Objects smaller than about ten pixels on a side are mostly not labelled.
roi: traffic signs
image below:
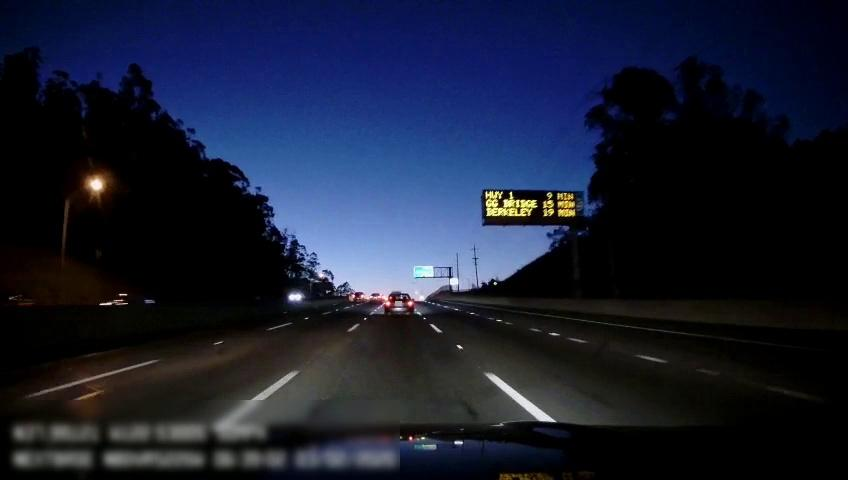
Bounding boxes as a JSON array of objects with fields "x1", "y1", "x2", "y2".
[{"x1": 414, "y1": 266, "x2": 434, "y2": 278}]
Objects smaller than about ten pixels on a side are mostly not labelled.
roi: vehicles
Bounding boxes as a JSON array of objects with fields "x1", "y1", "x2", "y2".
[
  {"x1": 0, "y1": 294, "x2": 33, "y2": 307},
  {"x1": 288, "y1": 292, "x2": 305, "y2": 302},
  {"x1": 352, "y1": 291, "x2": 365, "y2": 303},
  {"x1": 99, "y1": 293, "x2": 155, "y2": 307},
  {"x1": 384, "y1": 292, "x2": 414, "y2": 317},
  {"x1": 369, "y1": 293, "x2": 384, "y2": 304}
]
